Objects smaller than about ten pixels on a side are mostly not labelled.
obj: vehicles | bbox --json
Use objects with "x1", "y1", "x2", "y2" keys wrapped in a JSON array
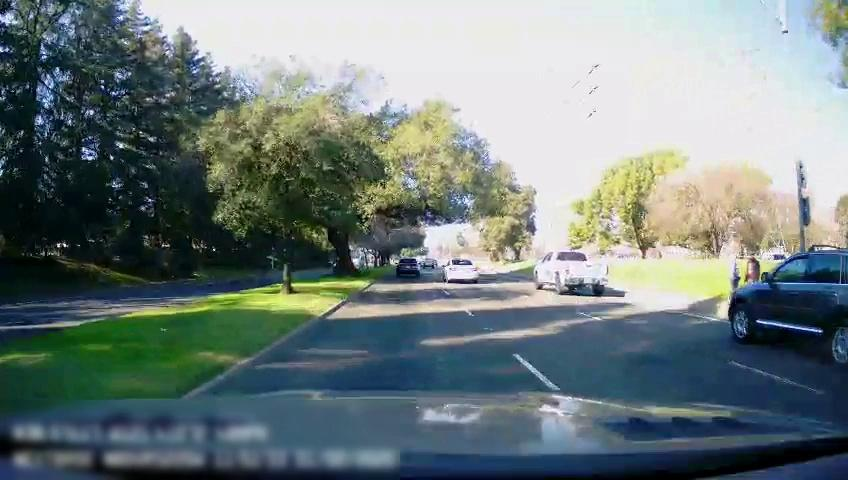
[
  {"x1": 422, "y1": 258, "x2": 435, "y2": 269},
  {"x1": 533, "y1": 248, "x2": 609, "y2": 298},
  {"x1": 441, "y1": 256, "x2": 480, "y2": 283},
  {"x1": 727, "y1": 251, "x2": 848, "y2": 373},
  {"x1": 395, "y1": 256, "x2": 420, "y2": 277}
]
